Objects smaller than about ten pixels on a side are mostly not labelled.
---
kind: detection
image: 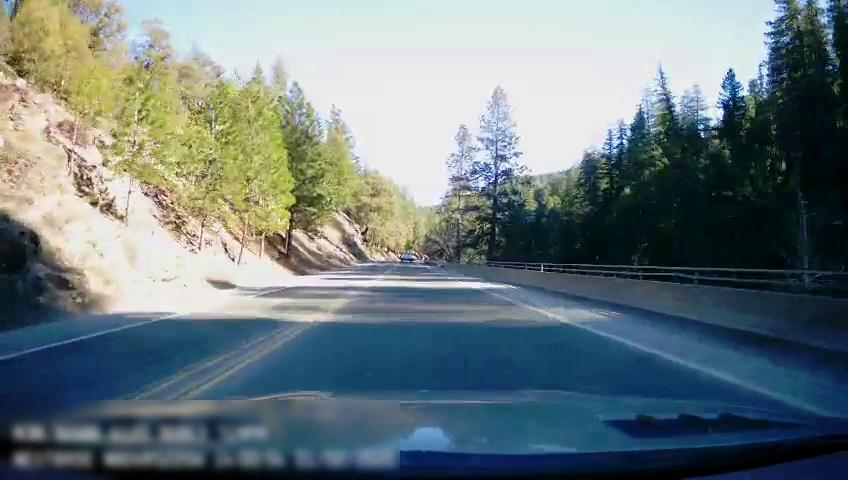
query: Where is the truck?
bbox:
[400,252,414,265]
